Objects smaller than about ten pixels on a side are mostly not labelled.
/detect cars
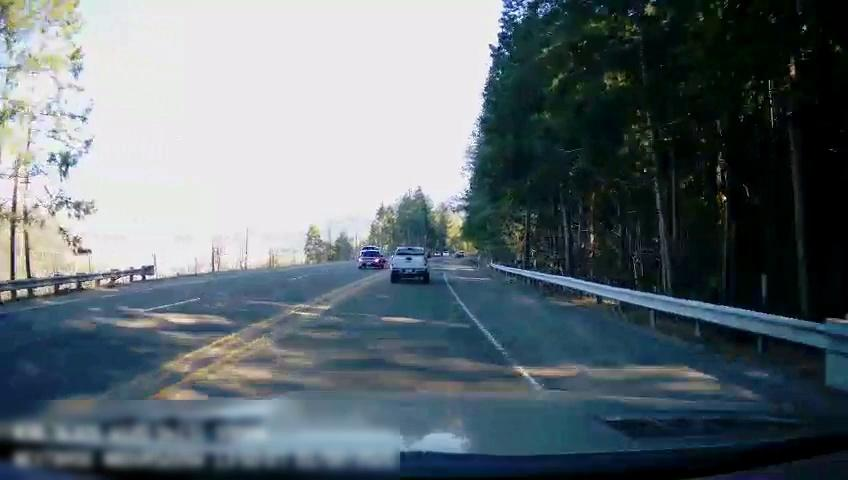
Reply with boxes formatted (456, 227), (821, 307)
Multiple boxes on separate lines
(358, 249), (387, 270)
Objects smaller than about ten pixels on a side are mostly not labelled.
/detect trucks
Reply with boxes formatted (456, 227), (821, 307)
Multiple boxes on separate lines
(359, 245), (382, 257)
(389, 246), (432, 285)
